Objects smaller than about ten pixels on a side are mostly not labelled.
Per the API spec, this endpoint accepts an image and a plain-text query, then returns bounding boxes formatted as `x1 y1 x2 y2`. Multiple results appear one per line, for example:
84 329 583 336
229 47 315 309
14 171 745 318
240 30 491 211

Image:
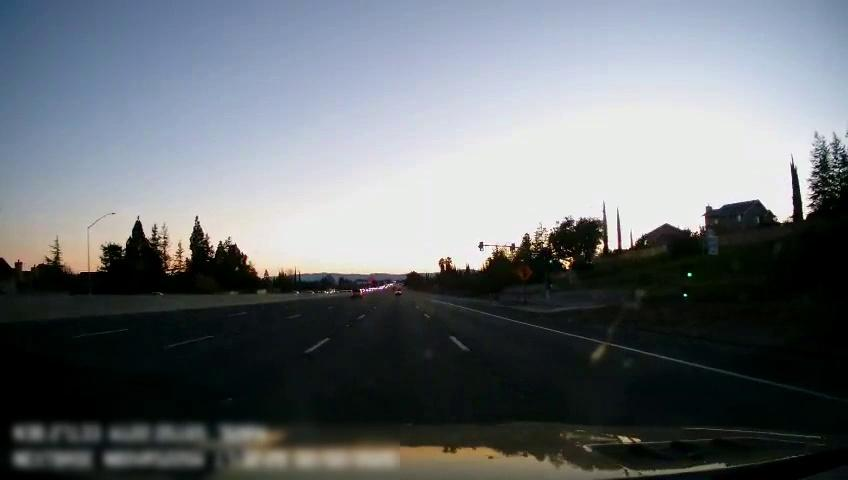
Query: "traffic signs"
517 264 533 281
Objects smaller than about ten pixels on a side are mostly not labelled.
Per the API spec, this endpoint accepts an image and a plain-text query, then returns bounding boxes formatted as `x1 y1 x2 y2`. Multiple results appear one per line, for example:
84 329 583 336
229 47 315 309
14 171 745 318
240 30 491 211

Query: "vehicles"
149 292 164 297
351 288 363 299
